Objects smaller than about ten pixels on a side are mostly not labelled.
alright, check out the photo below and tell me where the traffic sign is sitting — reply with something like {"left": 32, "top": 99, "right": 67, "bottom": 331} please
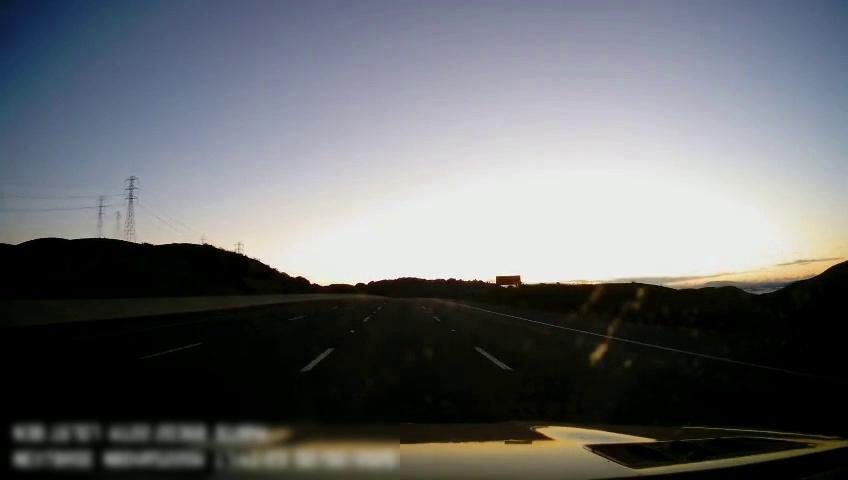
{"left": 495, "top": 274, "right": 521, "bottom": 285}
